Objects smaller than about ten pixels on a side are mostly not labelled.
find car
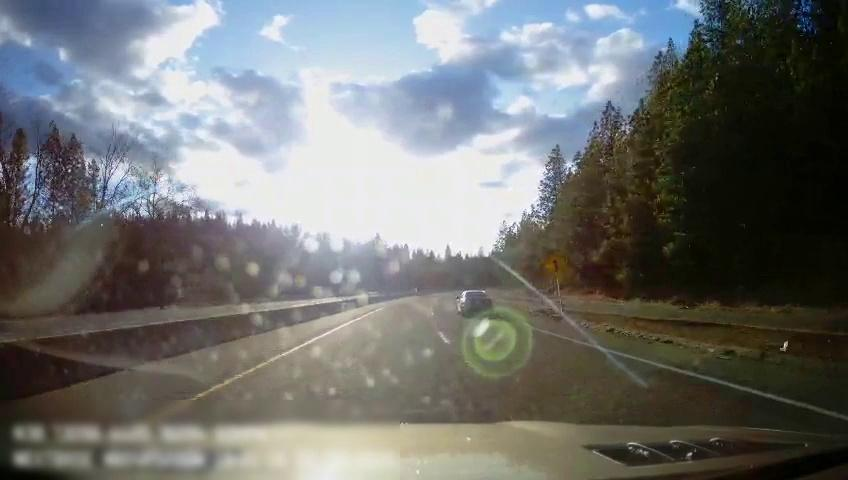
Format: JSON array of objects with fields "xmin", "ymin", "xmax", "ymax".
[{"xmin": 456, "ymin": 289, "xmax": 493, "ymax": 319}]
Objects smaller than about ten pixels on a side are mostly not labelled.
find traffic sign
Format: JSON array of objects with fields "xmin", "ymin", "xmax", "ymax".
[{"xmin": 543, "ymin": 255, "xmax": 564, "ymax": 274}]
